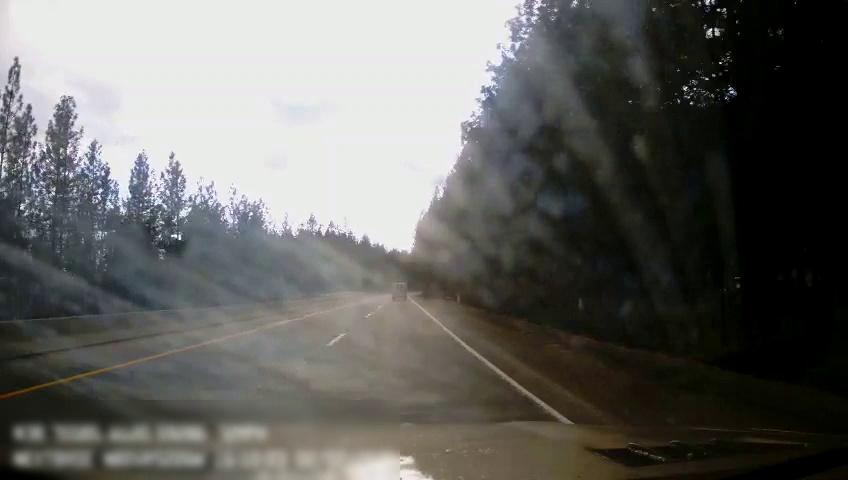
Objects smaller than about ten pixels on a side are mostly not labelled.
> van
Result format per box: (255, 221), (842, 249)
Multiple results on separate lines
(391, 282), (407, 301)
